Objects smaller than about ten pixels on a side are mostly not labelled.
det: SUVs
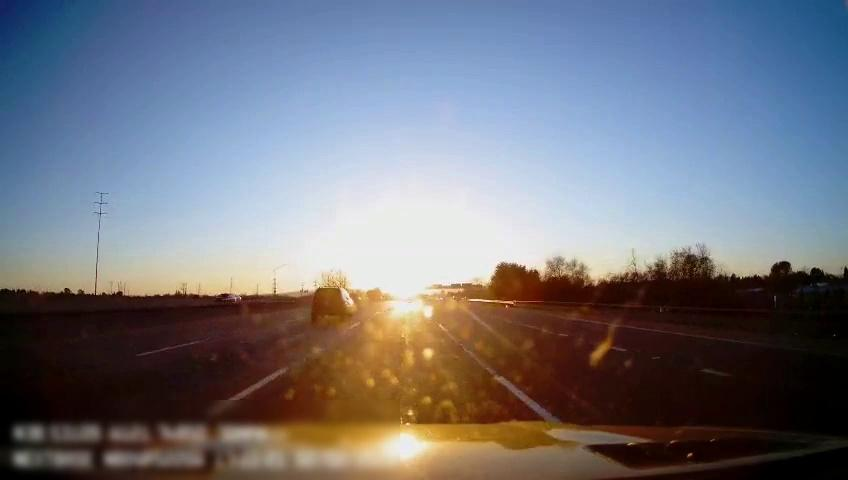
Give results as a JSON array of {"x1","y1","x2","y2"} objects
[
  {"x1": 214, "y1": 293, "x2": 237, "y2": 302},
  {"x1": 311, "y1": 287, "x2": 354, "y2": 321}
]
